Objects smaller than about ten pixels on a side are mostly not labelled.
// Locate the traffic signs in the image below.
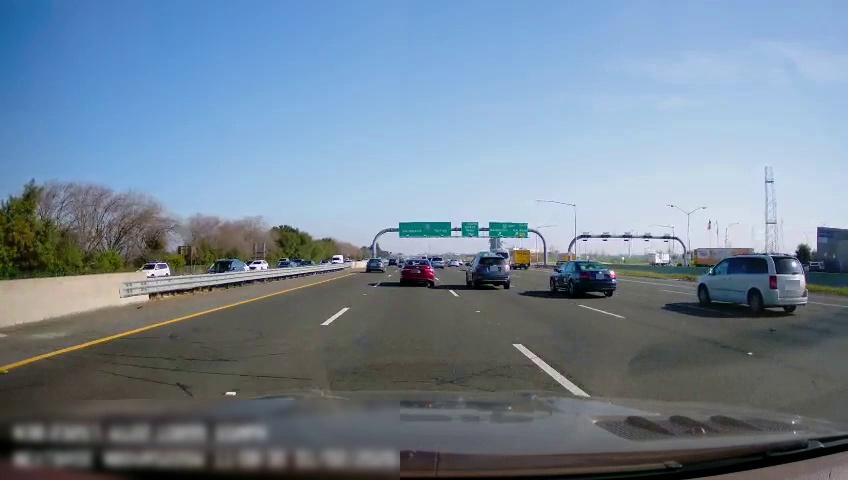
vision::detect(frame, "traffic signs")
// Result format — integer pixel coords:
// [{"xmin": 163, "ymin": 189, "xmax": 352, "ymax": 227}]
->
[
  {"xmin": 176, "ymin": 244, "xmax": 194, "ymax": 255},
  {"xmin": 397, "ymin": 221, "xmax": 452, "ymax": 239},
  {"xmin": 461, "ymin": 221, "xmax": 480, "ymax": 239},
  {"xmin": 253, "ymin": 253, "xmax": 266, "ymax": 258},
  {"xmin": 488, "ymin": 220, "xmax": 529, "ymax": 239},
  {"xmin": 253, "ymin": 241, "xmax": 266, "ymax": 254}
]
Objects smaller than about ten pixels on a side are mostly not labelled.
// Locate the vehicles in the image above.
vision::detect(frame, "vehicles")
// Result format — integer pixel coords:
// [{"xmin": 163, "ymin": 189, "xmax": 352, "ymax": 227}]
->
[
  {"xmin": 696, "ymin": 252, "xmax": 809, "ymax": 314},
  {"xmin": 464, "ymin": 253, "xmax": 512, "ymax": 289},
  {"xmin": 488, "ymin": 247, "xmax": 509, "ymax": 260},
  {"xmin": 204, "ymin": 257, "xmax": 246, "ymax": 275},
  {"xmin": 556, "ymin": 252, "xmax": 576, "ymax": 268},
  {"xmin": 278, "ymin": 258, "xmax": 312, "ymax": 269},
  {"xmin": 243, "ymin": 258, "xmax": 269, "ymax": 273},
  {"xmin": 135, "ymin": 261, "xmax": 171, "ymax": 279},
  {"xmin": 681, "ymin": 247, "xmax": 754, "ymax": 267},
  {"xmin": 366, "ymin": 258, "xmax": 384, "ymax": 273},
  {"xmin": 331, "ymin": 254, "xmax": 344, "ymax": 265},
  {"xmin": 430, "ymin": 257, "xmax": 444, "ymax": 269},
  {"xmin": 398, "ymin": 259, "xmax": 436, "ymax": 289},
  {"xmin": 448, "ymin": 259, "xmax": 459, "ymax": 268},
  {"xmin": 549, "ymin": 258, "xmax": 617, "ymax": 299},
  {"xmin": 320, "ymin": 259, "xmax": 332, "ymax": 265},
  {"xmin": 647, "ymin": 252, "xmax": 671, "ymax": 266},
  {"xmin": 508, "ymin": 249, "xmax": 531, "ymax": 271}
]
